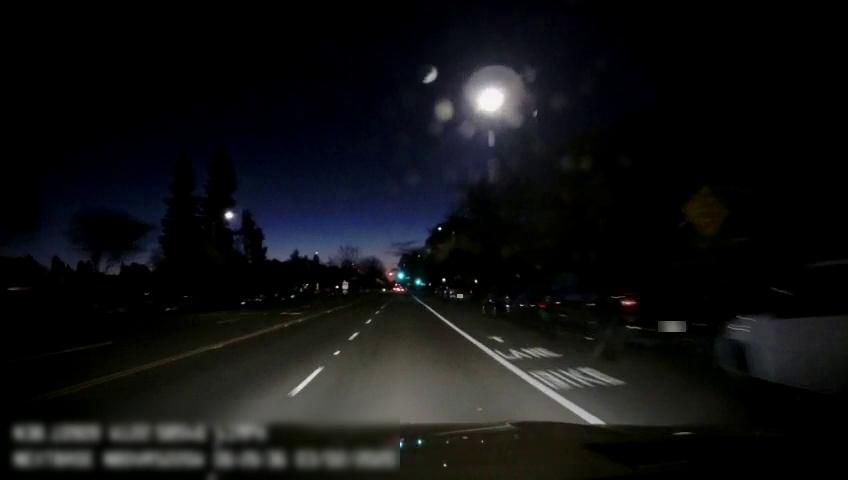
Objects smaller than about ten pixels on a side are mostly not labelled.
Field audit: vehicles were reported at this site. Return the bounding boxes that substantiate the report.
[547,266,731,365]
[715,257,848,415]
[441,282,469,306]
[479,283,532,320]
[509,279,578,336]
